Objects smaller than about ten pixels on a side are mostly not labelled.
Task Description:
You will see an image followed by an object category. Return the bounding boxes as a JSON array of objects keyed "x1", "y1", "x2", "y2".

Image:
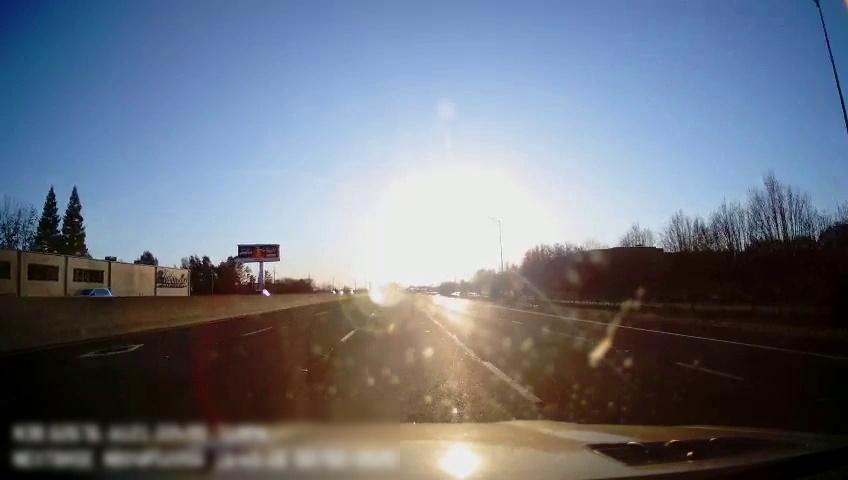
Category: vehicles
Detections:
[
  {"x1": 251, "y1": 289, "x2": 270, "y2": 297},
  {"x1": 70, "y1": 288, "x2": 114, "y2": 299}
]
